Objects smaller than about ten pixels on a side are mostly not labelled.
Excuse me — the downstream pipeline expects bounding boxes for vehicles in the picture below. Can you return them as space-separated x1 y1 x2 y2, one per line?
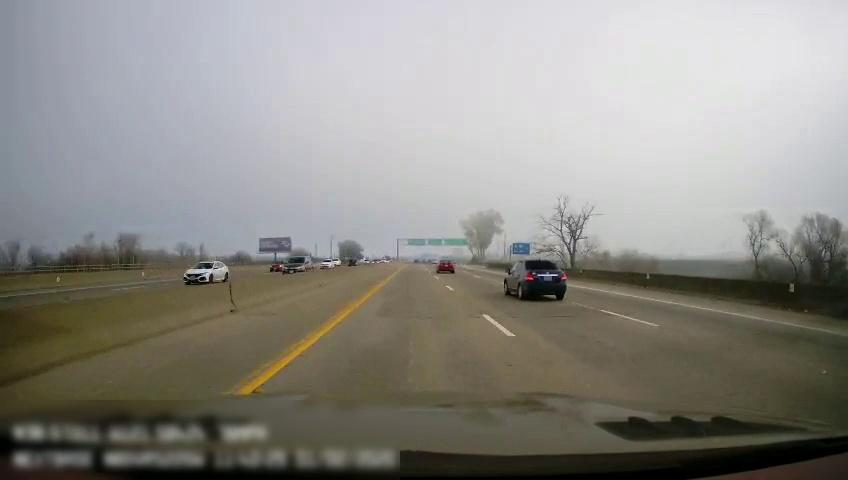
332 258 342 267
282 256 313 276
183 260 231 285
320 258 336 270
269 260 288 272
502 260 568 301
435 259 455 273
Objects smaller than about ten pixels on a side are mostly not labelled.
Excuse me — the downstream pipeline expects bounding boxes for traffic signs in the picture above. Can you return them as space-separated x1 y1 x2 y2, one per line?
407 238 426 246
428 238 443 246
512 242 530 256
444 238 468 246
